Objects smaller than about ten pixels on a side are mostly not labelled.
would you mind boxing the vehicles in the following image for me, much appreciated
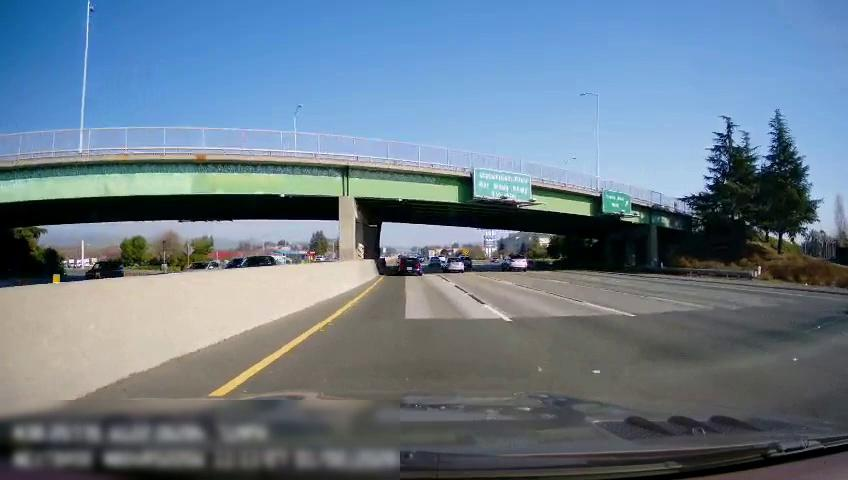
[501,255,527,272]
[85,261,125,278]
[316,255,326,263]
[397,253,424,276]
[184,260,222,271]
[433,257,447,268]
[443,258,465,274]
[225,255,283,268]
[458,255,474,268]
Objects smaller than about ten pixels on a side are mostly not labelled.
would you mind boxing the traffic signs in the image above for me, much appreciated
[473,167,533,203]
[602,188,633,216]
